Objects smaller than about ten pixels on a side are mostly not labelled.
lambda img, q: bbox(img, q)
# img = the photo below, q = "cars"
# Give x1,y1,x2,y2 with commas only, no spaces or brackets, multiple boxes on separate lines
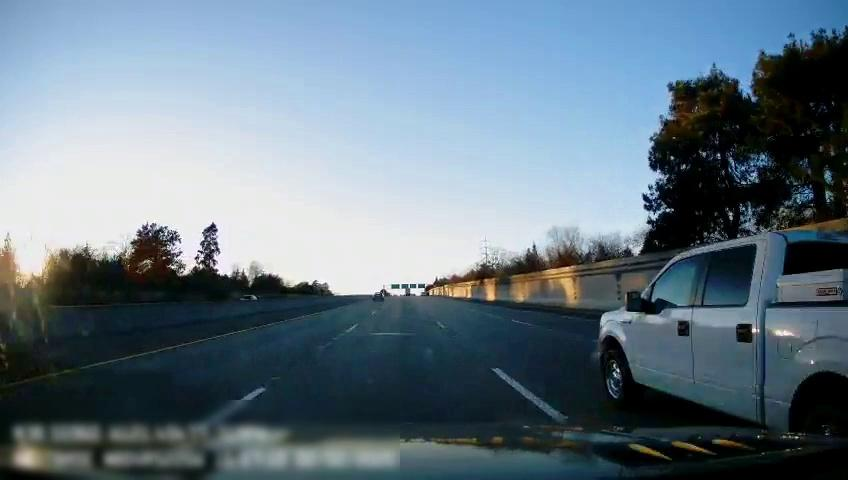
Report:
239,294,258,301
372,291,386,302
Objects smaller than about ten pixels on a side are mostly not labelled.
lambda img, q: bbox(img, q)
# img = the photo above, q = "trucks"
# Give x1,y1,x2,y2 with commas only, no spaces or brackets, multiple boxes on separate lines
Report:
595,228,848,440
